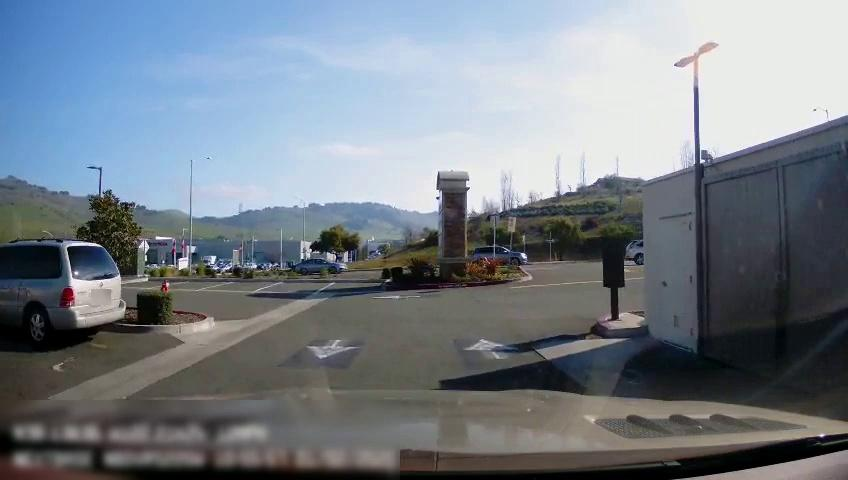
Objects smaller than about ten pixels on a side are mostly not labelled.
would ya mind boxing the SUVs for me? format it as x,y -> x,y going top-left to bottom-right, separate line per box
623,238 -> 644,267
471,245 -> 528,267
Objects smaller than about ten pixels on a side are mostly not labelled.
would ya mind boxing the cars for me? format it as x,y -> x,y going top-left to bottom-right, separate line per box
293,257 -> 348,275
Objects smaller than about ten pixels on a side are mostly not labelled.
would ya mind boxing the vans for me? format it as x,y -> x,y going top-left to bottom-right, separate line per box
0,238 -> 129,348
